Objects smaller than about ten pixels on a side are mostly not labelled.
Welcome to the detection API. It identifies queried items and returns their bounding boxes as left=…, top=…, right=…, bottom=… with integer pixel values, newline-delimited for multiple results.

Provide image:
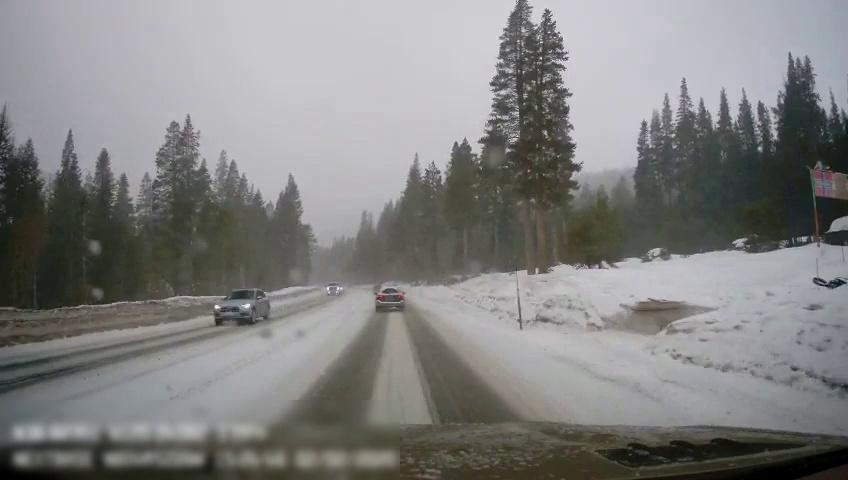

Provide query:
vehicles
left=373, top=283, right=406, bottom=312
left=213, top=288, right=271, bottom=326
left=326, top=281, right=342, bottom=296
